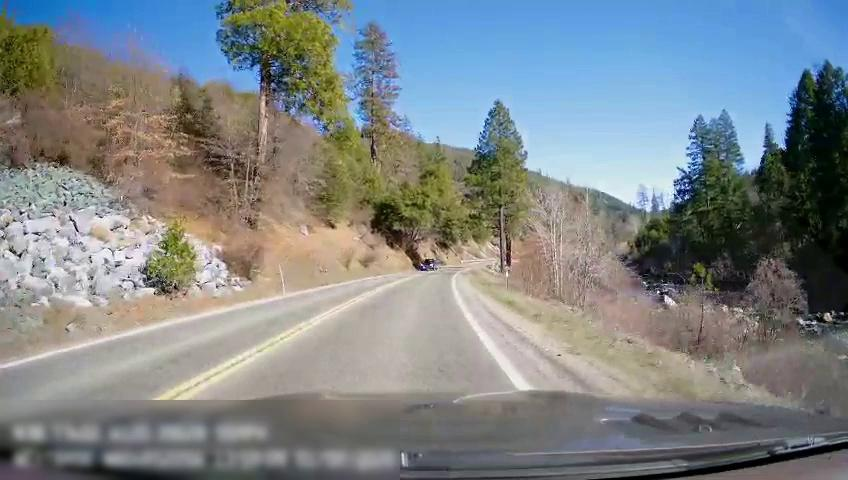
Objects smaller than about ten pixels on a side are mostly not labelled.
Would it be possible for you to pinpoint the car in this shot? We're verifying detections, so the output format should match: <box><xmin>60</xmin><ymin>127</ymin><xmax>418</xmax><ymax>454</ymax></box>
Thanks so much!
<box><xmin>419</xmin><ymin>259</ymin><xmax>440</xmax><ymax>271</ymax></box>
